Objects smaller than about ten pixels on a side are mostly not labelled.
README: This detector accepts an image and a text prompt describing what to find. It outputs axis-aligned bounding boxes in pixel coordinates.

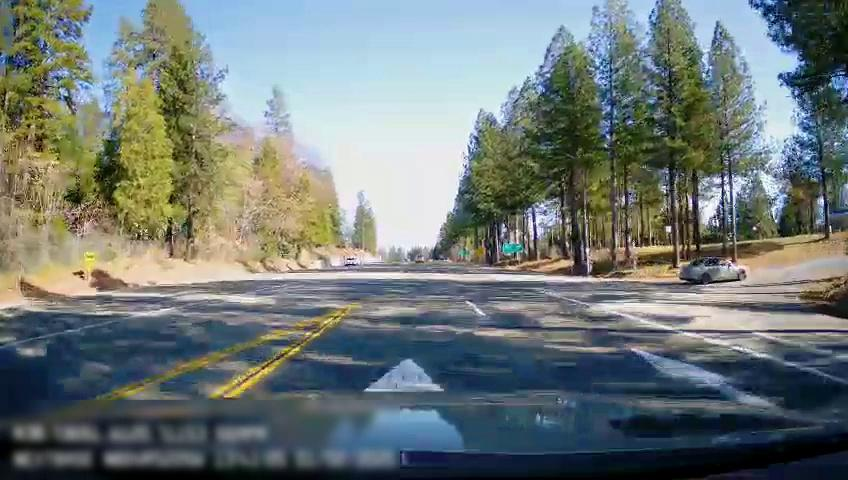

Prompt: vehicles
[678,255,748,285]
[344,256,358,266]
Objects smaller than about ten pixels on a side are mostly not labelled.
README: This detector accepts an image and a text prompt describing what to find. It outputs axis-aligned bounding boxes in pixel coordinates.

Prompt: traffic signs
[500,240,525,257]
